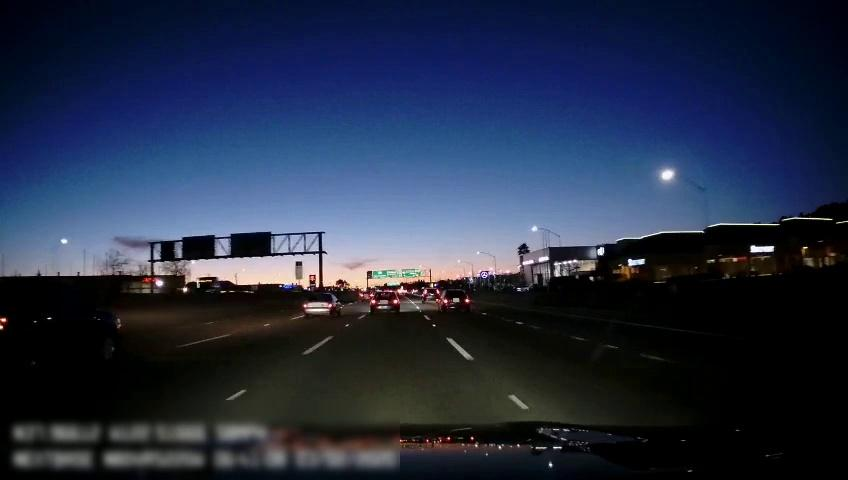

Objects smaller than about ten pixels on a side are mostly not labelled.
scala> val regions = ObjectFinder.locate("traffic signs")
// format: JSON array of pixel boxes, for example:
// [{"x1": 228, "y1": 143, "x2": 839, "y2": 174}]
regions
[
  {"x1": 372, "y1": 270, "x2": 388, "y2": 278},
  {"x1": 402, "y1": 270, "x2": 422, "y2": 278},
  {"x1": 388, "y1": 270, "x2": 402, "y2": 278}
]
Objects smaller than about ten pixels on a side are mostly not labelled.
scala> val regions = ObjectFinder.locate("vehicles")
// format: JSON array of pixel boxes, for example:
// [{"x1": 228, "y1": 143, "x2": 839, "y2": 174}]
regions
[
  {"x1": 303, "y1": 292, "x2": 342, "y2": 318},
  {"x1": 370, "y1": 290, "x2": 400, "y2": 314},
  {"x1": 421, "y1": 288, "x2": 440, "y2": 303},
  {"x1": 360, "y1": 291, "x2": 374, "y2": 302},
  {"x1": 0, "y1": 287, "x2": 124, "y2": 376},
  {"x1": 437, "y1": 289, "x2": 471, "y2": 314}
]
